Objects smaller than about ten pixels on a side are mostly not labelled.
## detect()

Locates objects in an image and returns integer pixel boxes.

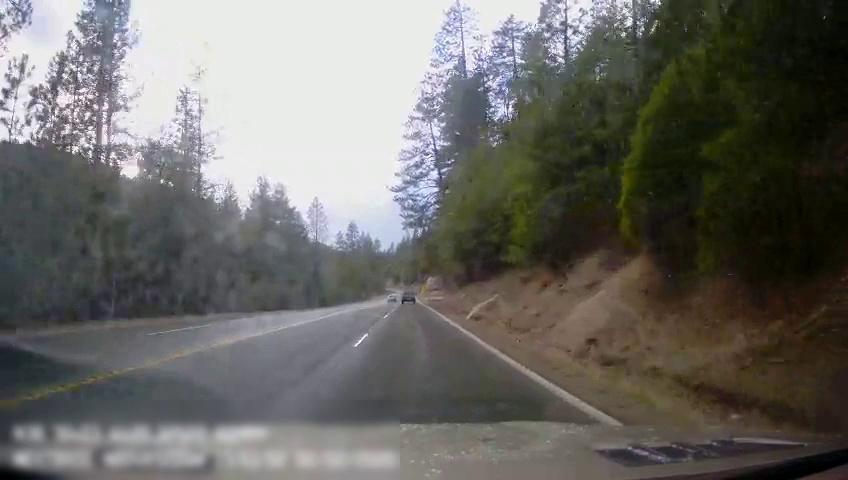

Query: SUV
[386,294,398,304]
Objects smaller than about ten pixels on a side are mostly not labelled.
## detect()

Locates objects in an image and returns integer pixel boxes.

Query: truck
[401,290,416,304]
